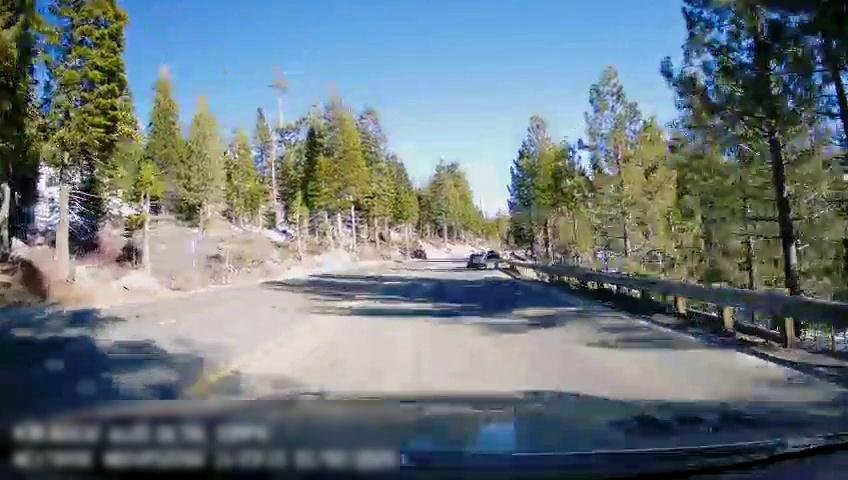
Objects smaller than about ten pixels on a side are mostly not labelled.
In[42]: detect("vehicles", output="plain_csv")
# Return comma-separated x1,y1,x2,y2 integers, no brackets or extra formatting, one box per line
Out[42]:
486,250,499,259
466,253,488,270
